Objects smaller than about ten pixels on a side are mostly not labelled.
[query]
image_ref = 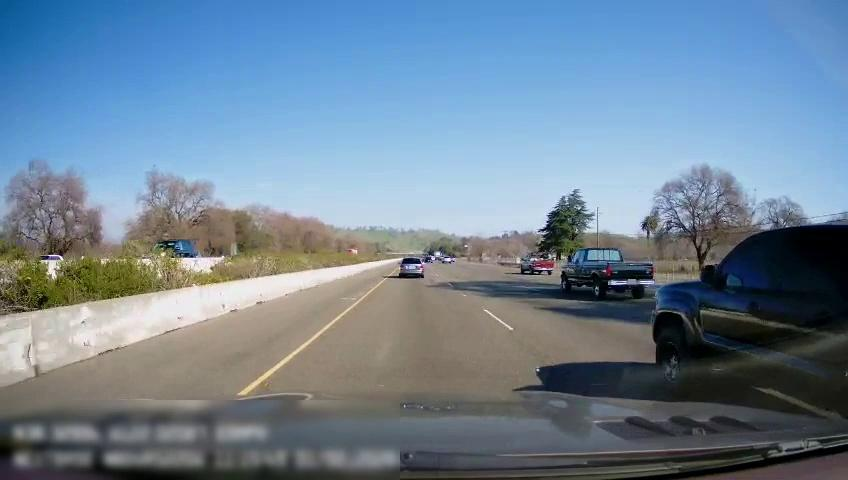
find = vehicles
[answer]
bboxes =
[38,254,65,261]
[147,239,201,259]
[520,251,554,275]
[434,251,441,261]
[649,220,848,422]
[441,256,452,264]
[399,257,425,279]
[558,246,656,302]
[344,248,359,256]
